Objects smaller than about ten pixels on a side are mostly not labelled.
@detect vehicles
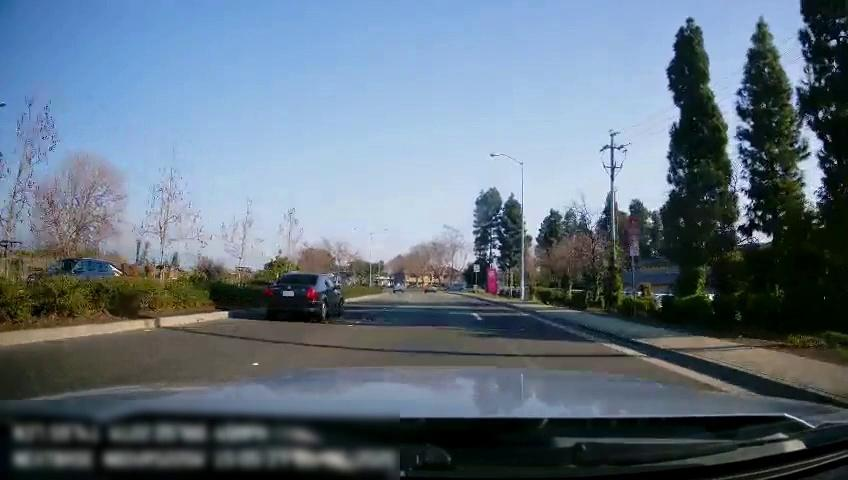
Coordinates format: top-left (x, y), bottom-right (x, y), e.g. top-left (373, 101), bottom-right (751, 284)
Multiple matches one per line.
top-left (393, 283), bottom-right (404, 293)
top-left (265, 272), bottom-right (344, 322)
top-left (424, 285), bottom-right (437, 294)
top-left (28, 258), bottom-right (113, 285)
